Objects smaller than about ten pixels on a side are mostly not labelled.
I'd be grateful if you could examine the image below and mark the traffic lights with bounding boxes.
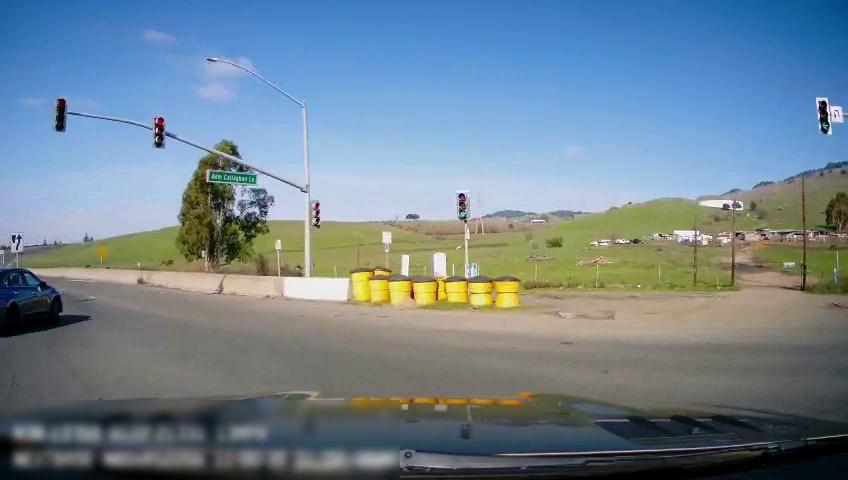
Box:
[151,115,167,150]
[455,190,471,224]
[815,95,834,136]
[53,96,69,134]
[307,198,322,230]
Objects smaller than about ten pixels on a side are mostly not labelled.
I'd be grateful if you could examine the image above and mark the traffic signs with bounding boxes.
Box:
[382,230,393,244]
[96,247,107,258]
[273,239,283,251]
[8,232,26,254]
[205,168,258,186]
[829,105,845,124]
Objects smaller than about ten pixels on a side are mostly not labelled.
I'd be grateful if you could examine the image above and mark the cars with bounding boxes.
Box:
[0,267,64,331]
